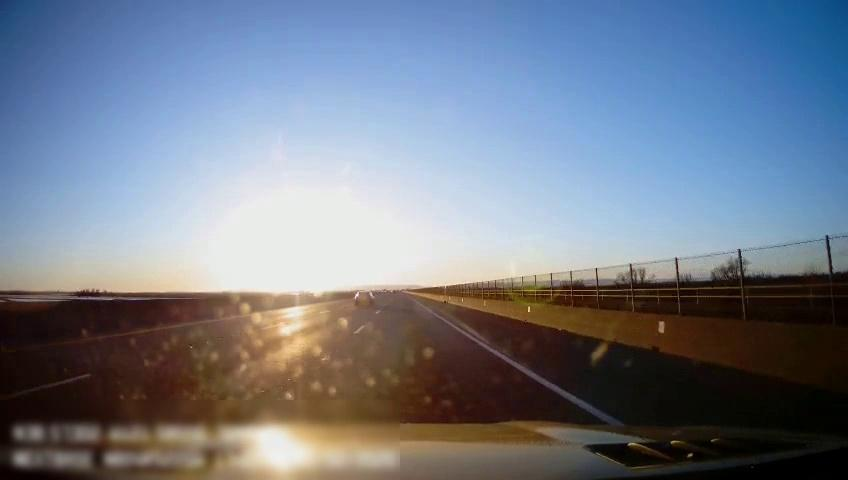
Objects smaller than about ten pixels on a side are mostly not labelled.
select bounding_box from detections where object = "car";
[354,291,375,307]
